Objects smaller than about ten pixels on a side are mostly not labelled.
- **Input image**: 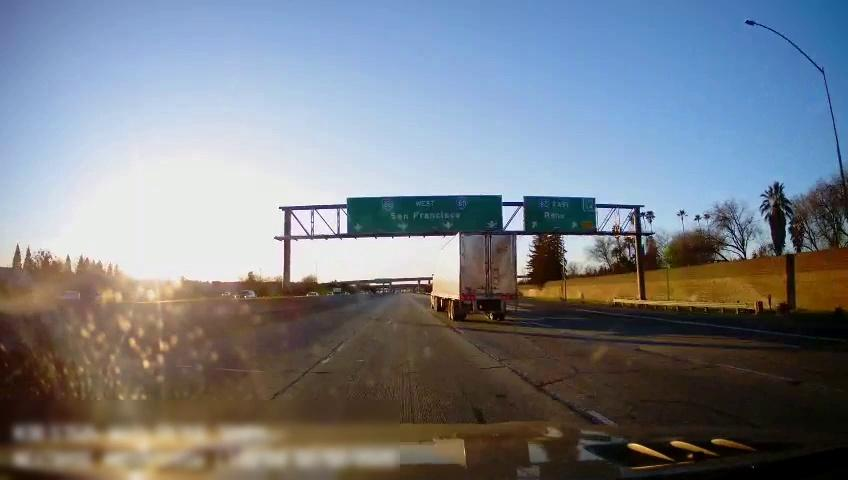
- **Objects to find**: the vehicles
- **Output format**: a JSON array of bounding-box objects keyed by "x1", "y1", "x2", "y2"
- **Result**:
[
  {"x1": 305, "y1": 292, "x2": 320, "y2": 298},
  {"x1": 54, "y1": 291, "x2": 80, "y2": 304},
  {"x1": 221, "y1": 292, "x2": 231, "y2": 297},
  {"x1": 234, "y1": 290, "x2": 256, "y2": 300},
  {"x1": 428, "y1": 231, "x2": 518, "y2": 321}
]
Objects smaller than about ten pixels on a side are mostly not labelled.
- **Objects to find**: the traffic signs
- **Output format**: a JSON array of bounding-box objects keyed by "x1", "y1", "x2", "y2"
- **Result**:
[
  {"x1": 523, "y1": 195, "x2": 597, "y2": 235},
  {"x1": 375, "y1": 278, "x2": 391, "y2": 284},
  {"x1": 346, "y1": 195, "x2": 503, "y2": 236}
]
